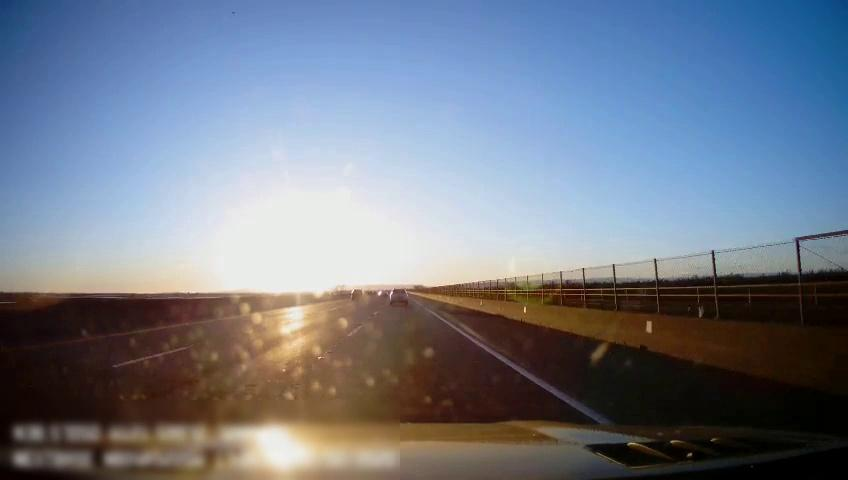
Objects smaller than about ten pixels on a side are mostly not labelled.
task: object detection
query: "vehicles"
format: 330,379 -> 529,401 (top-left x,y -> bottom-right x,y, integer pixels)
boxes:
389,288 -> 409,306
351,288 -> 366,301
